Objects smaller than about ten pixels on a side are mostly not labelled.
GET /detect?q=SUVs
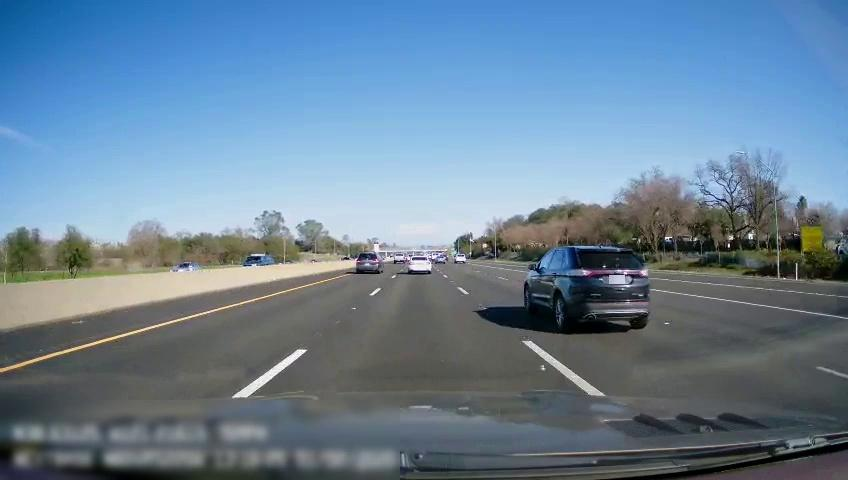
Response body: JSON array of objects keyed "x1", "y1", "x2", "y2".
[
  {"x1": 239, "y1": 255, "x2": 274, "y2": 268},
  {"x1": 454, "y1": 254, "x2": 466, "y2": 264},
  {"x1": 523, "y1": 245, "x2": 649, "y2": 334},
  {"x1": 355, "y1": 252, "x2": 384, "y2": 274}
]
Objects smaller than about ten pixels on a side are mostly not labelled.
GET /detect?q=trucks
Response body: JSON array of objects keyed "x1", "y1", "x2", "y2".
[{"x1": 393, "y1": 252, "x2": 406, "y2": 264}]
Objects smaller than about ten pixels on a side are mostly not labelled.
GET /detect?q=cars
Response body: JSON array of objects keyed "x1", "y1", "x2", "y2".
[{"x1": 408, "y1": 256, "x2": 432, "y2": 273}]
